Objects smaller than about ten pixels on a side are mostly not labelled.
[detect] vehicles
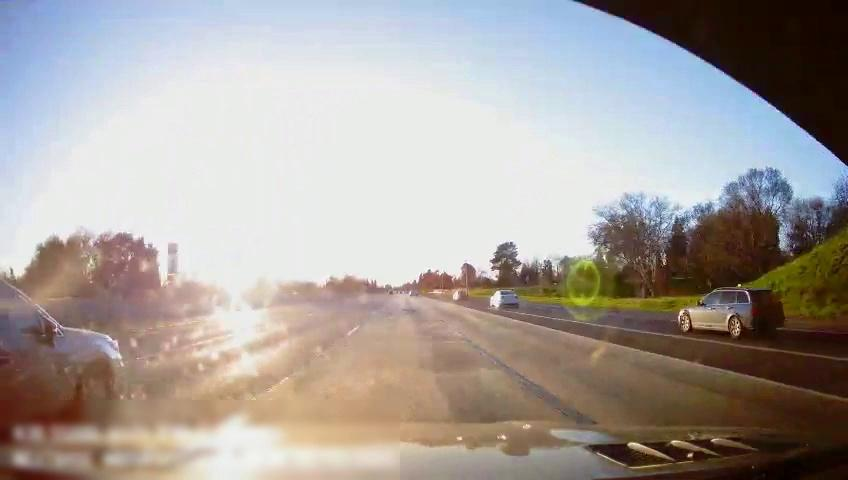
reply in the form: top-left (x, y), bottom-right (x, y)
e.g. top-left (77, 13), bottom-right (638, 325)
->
top-left (677, 287), bottom-right (784, 343)
top-left (0, 277), bottom-right (125, 434)
top-left (408, 288), bottom-right (419, 297)
top-left (488, 290), bottom-right (519, 310)
top-left (452, 290), bottom-right (466, 302)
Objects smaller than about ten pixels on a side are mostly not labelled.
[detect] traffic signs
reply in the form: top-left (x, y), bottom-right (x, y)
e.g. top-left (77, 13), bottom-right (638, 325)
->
top-left (167, 242), bottom-right (179, 277)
